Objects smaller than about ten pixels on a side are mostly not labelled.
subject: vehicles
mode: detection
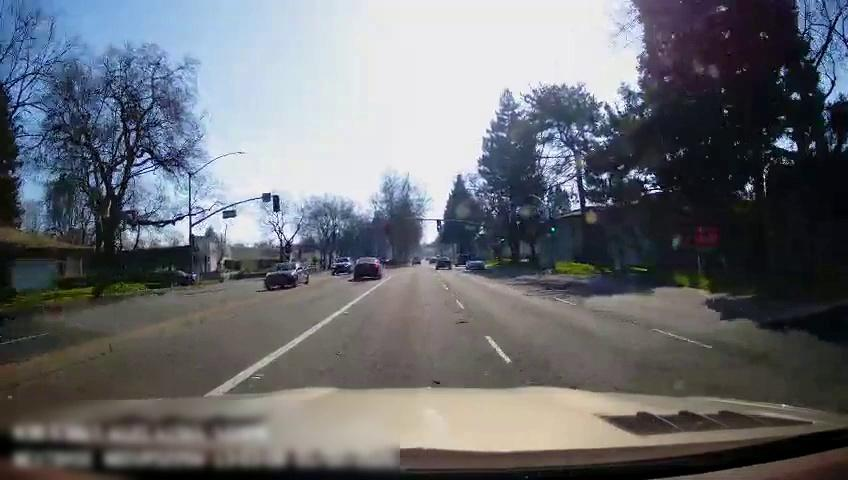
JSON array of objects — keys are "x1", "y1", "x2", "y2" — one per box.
[
  {"x1": 411, "y1": 255, "x2": 421, "y2": 264},
  {"x1": 156, "y1": 263, "x2": 200, "y2": 284},
  {"x1": 352, "y1": 256, "x2": 383, "y2": 282},
  {"x1": 330, "y1": 255, "x2": 354, "y2": 276},
  {"x1": 435, "y1": 256, "x2": 452, "y2": 270},
  {"x1": 264, "y1": 260, "x2": 312, "y2": 290}
]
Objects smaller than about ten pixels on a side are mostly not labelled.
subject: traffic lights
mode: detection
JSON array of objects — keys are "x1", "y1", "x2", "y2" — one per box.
[
  {"x1": 436, "y1": 219, "x2": 442, "y2": 232},
  {"x1": 272, "y1": 194, "x2": 280, "y2": 214}
]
